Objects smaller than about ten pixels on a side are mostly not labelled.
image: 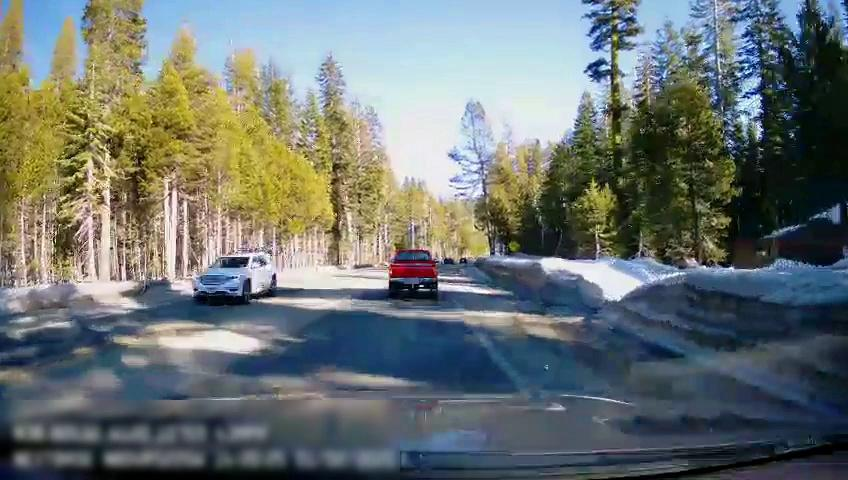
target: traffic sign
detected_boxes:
[507,239,521,253]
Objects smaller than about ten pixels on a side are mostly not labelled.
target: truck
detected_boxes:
[388,247,439,298]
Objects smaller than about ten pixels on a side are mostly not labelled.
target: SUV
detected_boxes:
[191,252,279,307]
